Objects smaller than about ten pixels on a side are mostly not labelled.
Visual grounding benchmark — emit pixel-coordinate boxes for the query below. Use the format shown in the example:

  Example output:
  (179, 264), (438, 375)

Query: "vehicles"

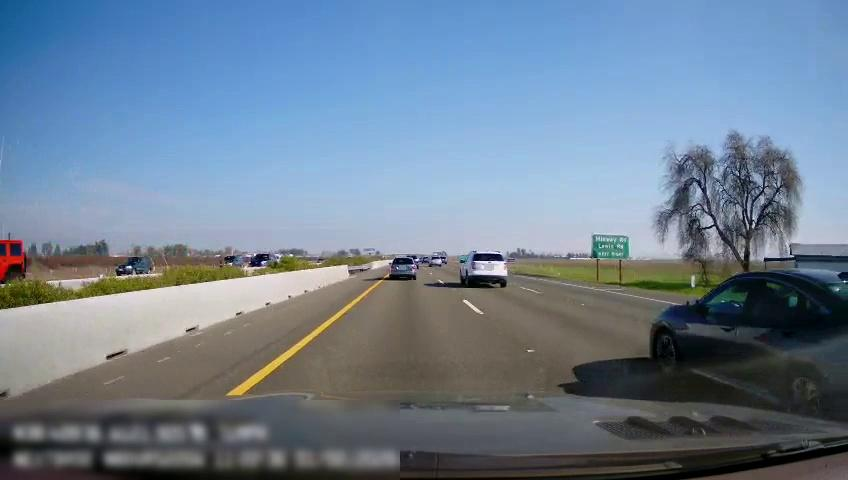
(219, 255), (245, 268)
(407, 255), (421, 270)
(428, 255), (444, 268)
(249, 253), (277, 268)
(115, 257), (153, 277)
(389, 256), (417, 280)
(459, 252), (508, 288)
(645, 266), (848, 426)
(0, 239), (26, 284)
